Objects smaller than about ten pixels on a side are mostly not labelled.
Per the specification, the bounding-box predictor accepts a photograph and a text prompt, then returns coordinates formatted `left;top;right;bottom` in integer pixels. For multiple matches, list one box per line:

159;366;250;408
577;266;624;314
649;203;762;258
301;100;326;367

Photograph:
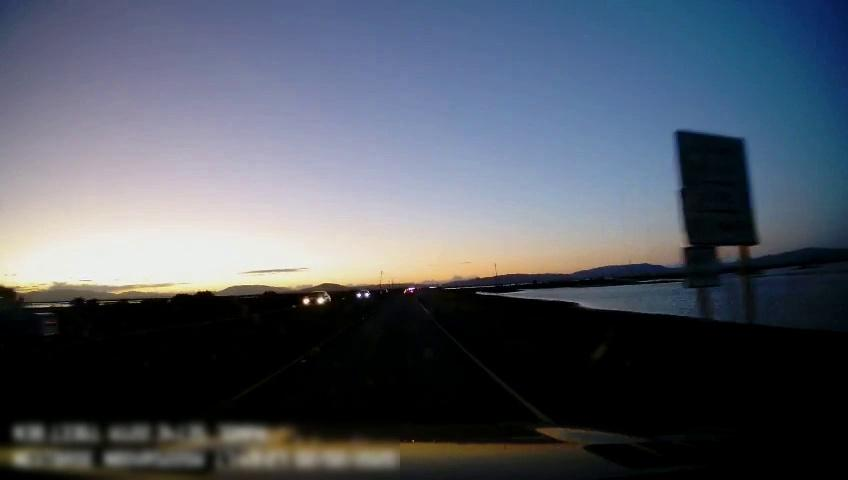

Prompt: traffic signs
674;129;761;247
681;247;722;289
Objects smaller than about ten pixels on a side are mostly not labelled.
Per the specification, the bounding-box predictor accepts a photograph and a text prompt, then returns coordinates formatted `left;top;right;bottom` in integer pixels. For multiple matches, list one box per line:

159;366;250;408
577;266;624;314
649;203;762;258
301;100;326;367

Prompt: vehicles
355;289;372;300
302;290;332;307
403;287;414;295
